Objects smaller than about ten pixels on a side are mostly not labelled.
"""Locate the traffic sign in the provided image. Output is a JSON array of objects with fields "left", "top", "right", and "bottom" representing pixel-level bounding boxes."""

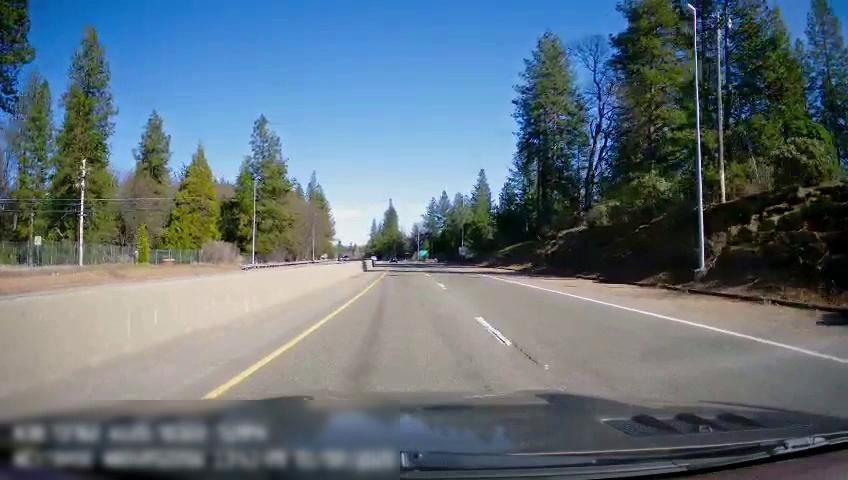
[{"left": 418, "top": 249, "right": 430, "bottom": 257}]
